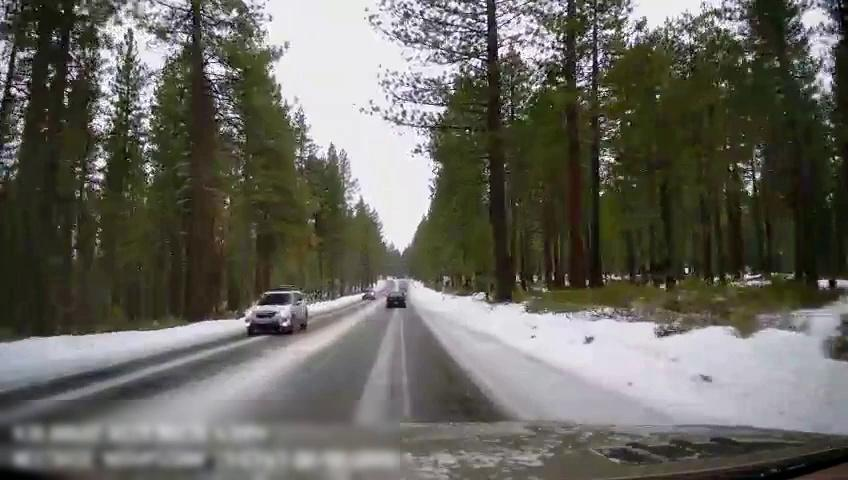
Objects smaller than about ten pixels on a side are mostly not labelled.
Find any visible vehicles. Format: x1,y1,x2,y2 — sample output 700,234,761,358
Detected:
385,289,407,309
361,289,377,300
243,290,309,338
